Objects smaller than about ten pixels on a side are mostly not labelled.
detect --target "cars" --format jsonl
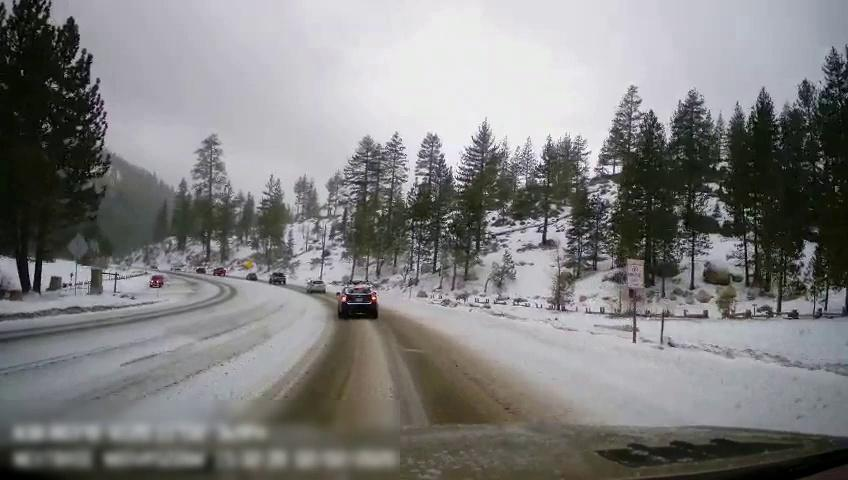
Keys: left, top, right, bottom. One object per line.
{"left": 306, "top": 280, "right": 326, "bottom": 294}
{"left": 336, "top": 280, "right": 379, "bottom": 321}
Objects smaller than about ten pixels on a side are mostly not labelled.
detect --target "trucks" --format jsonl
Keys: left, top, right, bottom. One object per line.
{"left": 268, "top": 272, "right": 286, "bottom": 285}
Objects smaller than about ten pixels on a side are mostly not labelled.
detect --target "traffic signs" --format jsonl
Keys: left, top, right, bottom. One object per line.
{"left": 66, "top": 234, "right": 91, "bottom": 259}
{"left": 625, "top": 257, "right": 645, "bottom": 289}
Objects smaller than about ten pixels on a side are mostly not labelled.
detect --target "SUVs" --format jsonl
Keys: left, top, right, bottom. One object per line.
{"left": 149, "top": 276, "right": 164, "bottom": 288}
